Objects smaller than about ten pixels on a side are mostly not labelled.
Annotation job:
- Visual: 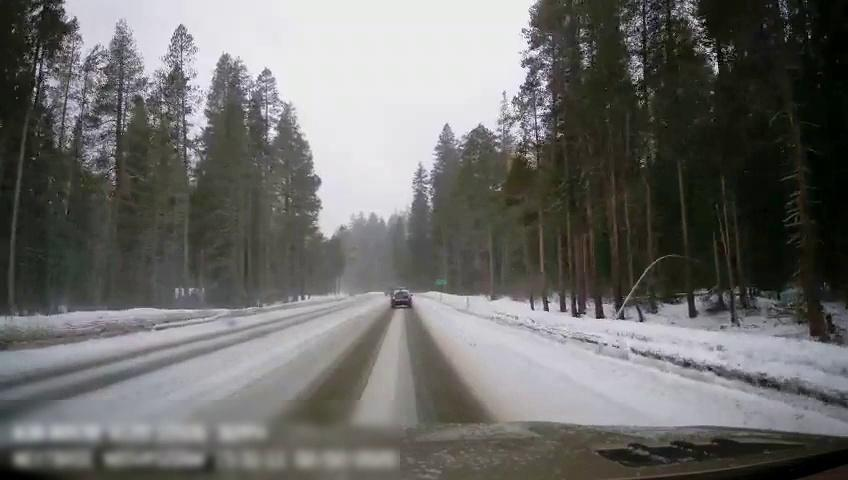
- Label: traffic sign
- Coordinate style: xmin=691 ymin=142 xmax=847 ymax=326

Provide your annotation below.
xmin=436 ymin=279 xmax=448 ymax=286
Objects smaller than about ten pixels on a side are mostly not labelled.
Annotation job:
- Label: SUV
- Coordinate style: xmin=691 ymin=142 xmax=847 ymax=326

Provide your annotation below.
xmin=390 ymin=287 xmax=413 ymax=309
